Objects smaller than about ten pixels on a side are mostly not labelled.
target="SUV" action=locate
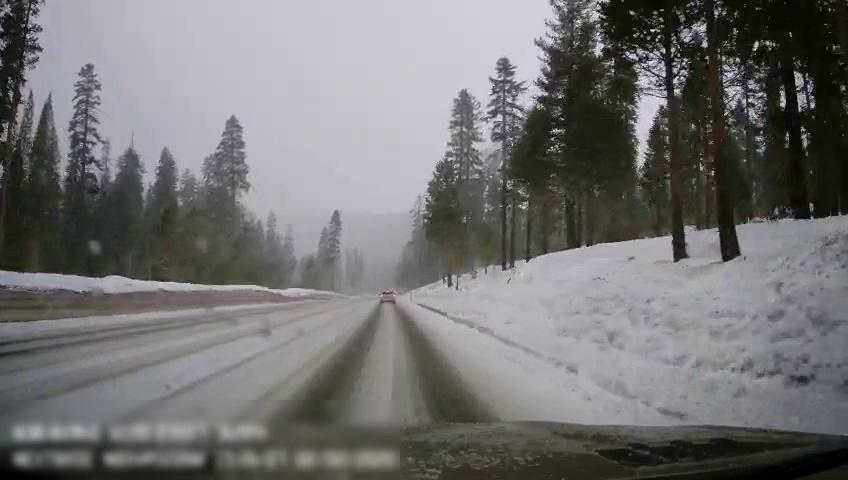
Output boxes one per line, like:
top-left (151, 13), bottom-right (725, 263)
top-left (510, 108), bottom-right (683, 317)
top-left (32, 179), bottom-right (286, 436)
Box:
top-left (378, 289), bottom-right (397, 304)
